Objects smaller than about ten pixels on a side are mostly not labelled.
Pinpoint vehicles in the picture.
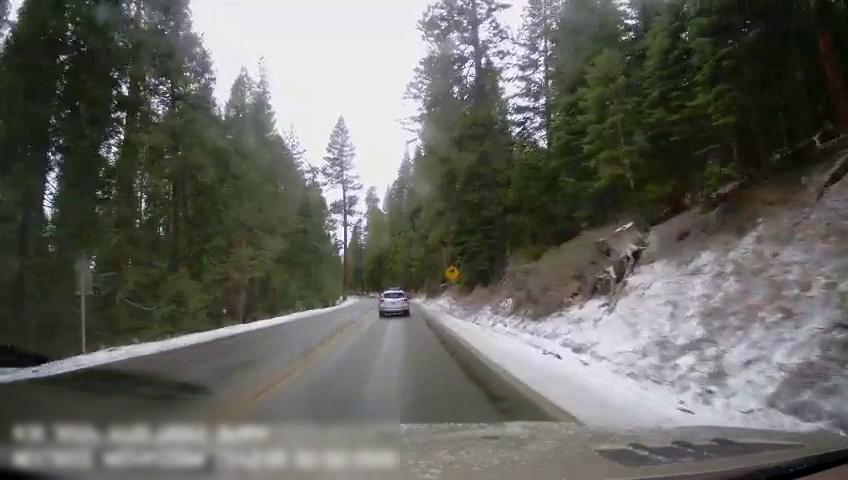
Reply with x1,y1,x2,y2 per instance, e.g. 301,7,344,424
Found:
385,287,407,299
379,292,409,318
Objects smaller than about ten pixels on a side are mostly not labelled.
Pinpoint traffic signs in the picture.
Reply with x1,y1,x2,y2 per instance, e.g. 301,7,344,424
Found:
443,264,464,284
